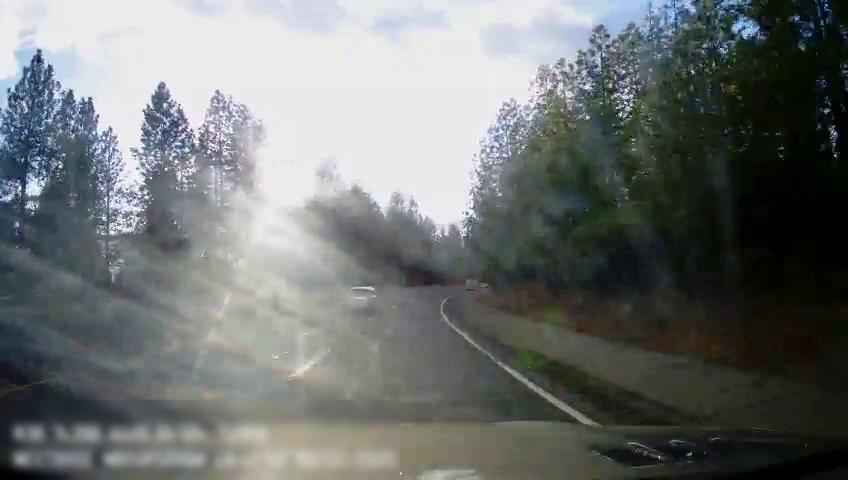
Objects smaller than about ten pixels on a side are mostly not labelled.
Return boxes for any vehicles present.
[348,286,379,313]
[465,279,478,292]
